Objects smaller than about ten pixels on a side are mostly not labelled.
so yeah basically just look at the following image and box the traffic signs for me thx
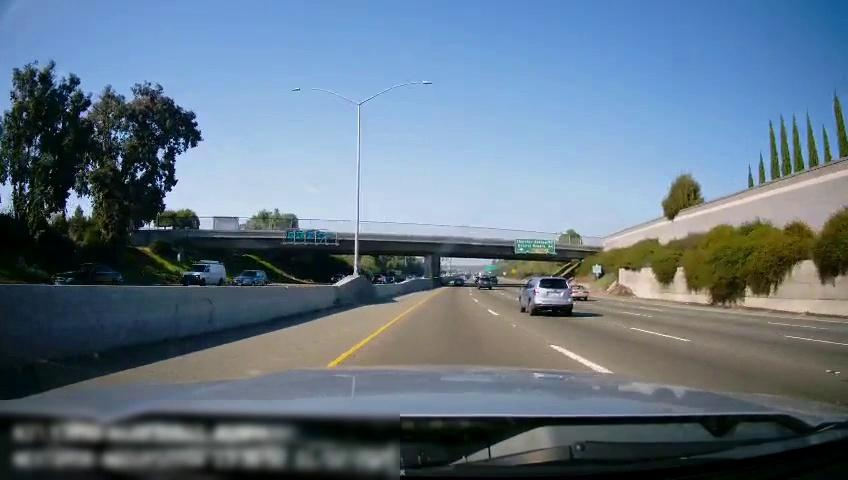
[514,237,555,255]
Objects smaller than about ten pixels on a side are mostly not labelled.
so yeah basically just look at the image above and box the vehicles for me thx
[330,274,346,284]
[180,262,227,287]
[519,276,574,316]
[49,264,122,286]
[232,270,269,286]
[569,285,589,301]
[477,276,493,290]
